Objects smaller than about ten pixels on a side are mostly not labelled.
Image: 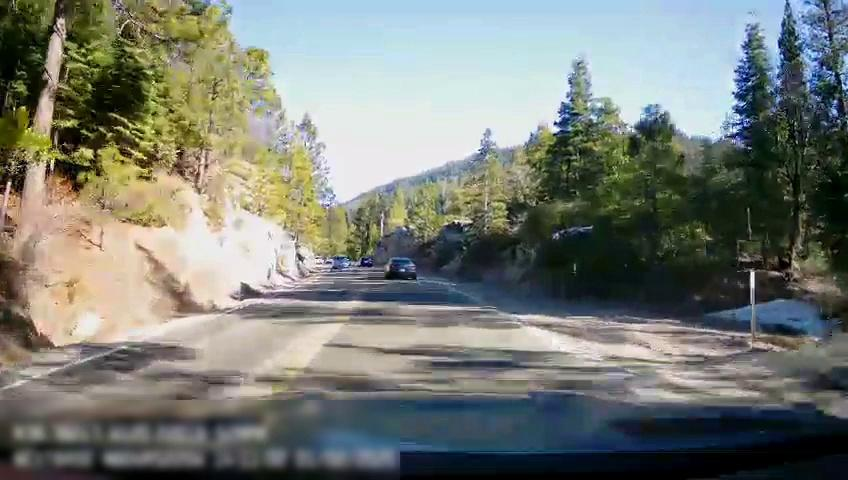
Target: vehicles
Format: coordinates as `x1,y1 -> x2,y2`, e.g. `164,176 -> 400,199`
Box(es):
359,255 -> 374,266
384,257 -> 416,280
330,255 -> 351,270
